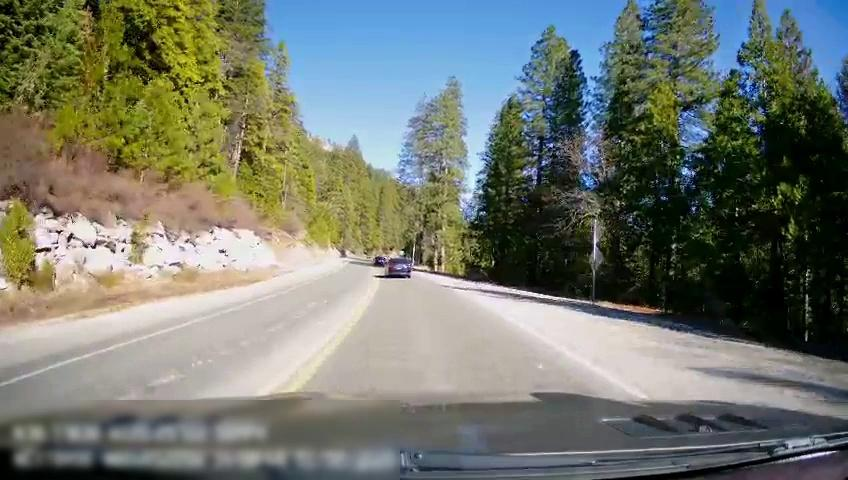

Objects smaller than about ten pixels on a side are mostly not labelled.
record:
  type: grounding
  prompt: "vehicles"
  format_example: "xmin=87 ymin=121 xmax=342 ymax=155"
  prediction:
xmin=385 ymin=258 xmax=411 ymax=279
xmin=373 ymin=255 xmax=386 ymax=267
